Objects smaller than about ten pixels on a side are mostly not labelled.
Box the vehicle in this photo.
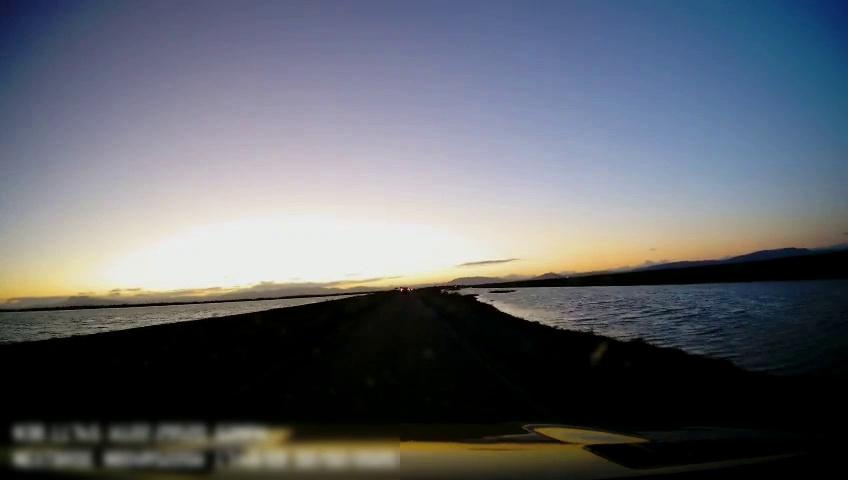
[400,286,411,295]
